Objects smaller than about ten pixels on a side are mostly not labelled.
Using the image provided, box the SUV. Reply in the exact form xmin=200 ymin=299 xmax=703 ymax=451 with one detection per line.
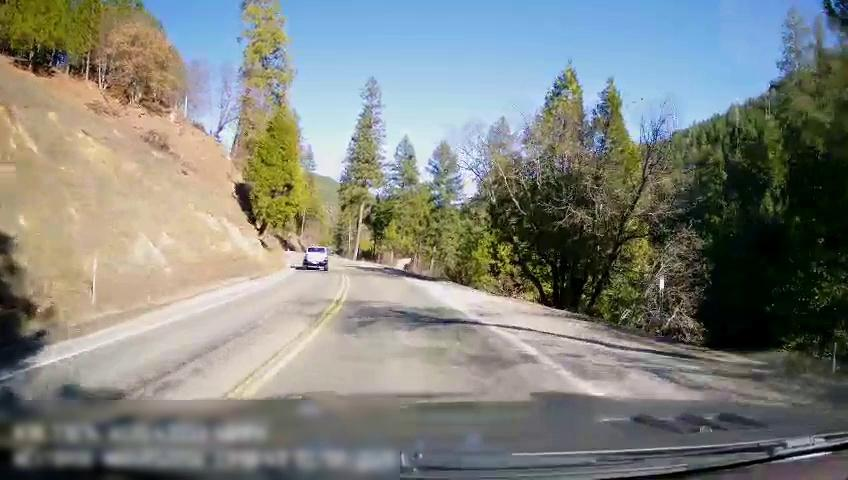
xmin=301 ymin=246 xmax=329 ymax=270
